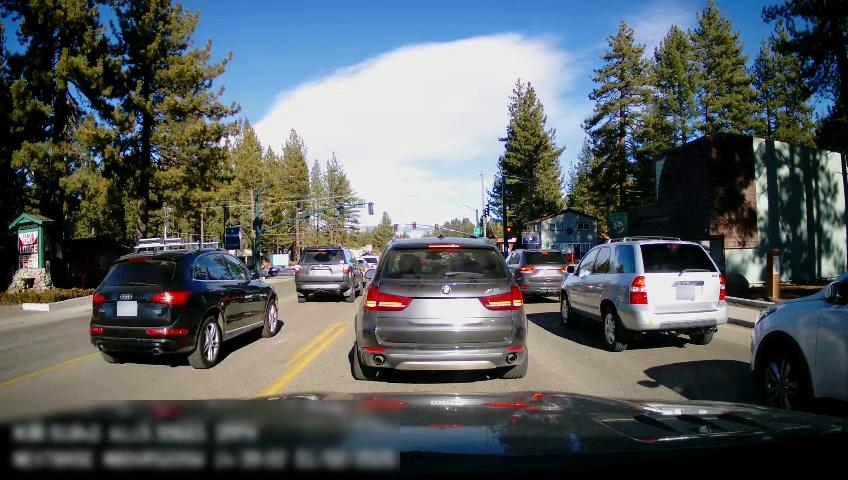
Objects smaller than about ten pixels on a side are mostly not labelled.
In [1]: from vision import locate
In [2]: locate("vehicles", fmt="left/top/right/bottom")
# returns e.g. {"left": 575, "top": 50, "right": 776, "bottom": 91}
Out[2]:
{"left": 749, "top": 272, "right": 848, "bottom": 411}
{"left": 353, "top": 238, "right": 527, "bottom": 382}
{"left": 560, "top": 238, "right": 727, "bottom": 352}
{"left": 360, "top": 254, "right": 379, "bottom": 267}
{"left": 88, "top": 243, "right": 279, "bottom": 370}
{"left": 506, "top": 248, "right": 572, "bottom": 305}
{"left": 360, "top": 260, "right": 370, "bottom": 286}
{"left": 295, "top": 248, "right": 363, "bottom": 302}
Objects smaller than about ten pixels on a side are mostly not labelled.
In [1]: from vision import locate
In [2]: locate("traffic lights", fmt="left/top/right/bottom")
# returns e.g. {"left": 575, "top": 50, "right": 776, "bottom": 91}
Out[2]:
{"left": 506, "top": 223, "right": 512, "bottom": 236}
{"left": 338, "top": 206, "right": 344, "bottom": 217}
{"left": 483, "top": 204, "right": 489, "bottom": 218}
{"left": 368, "top": 203, "right": 374, "bottom": 216}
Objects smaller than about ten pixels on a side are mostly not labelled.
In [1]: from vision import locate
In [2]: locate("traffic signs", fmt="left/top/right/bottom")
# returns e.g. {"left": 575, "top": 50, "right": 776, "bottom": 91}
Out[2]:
{"left": 473, "top": 225, "right": 483, "bottom": 237}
